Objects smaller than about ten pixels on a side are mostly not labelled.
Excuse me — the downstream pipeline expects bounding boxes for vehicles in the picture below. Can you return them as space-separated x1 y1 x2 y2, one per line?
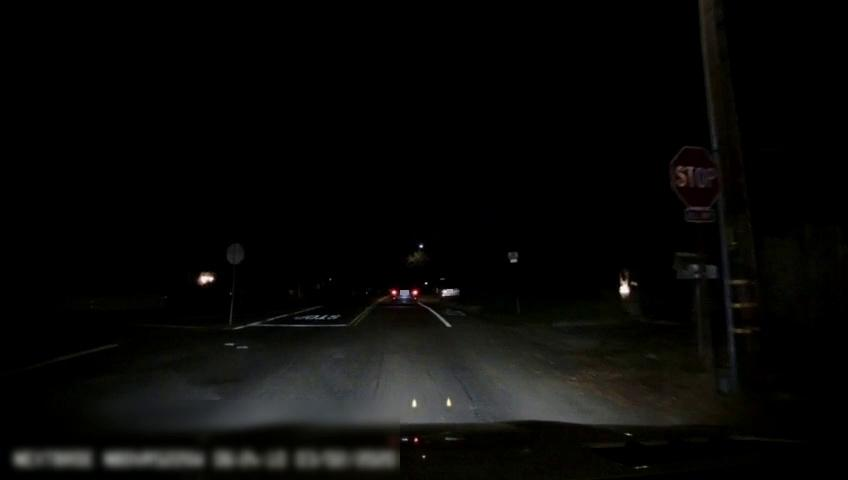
438 282 462 302
388 279 422 308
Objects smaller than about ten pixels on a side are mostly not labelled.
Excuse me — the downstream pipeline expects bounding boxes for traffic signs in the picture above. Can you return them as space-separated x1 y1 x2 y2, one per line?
666 146 719 223
507 252 519 263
